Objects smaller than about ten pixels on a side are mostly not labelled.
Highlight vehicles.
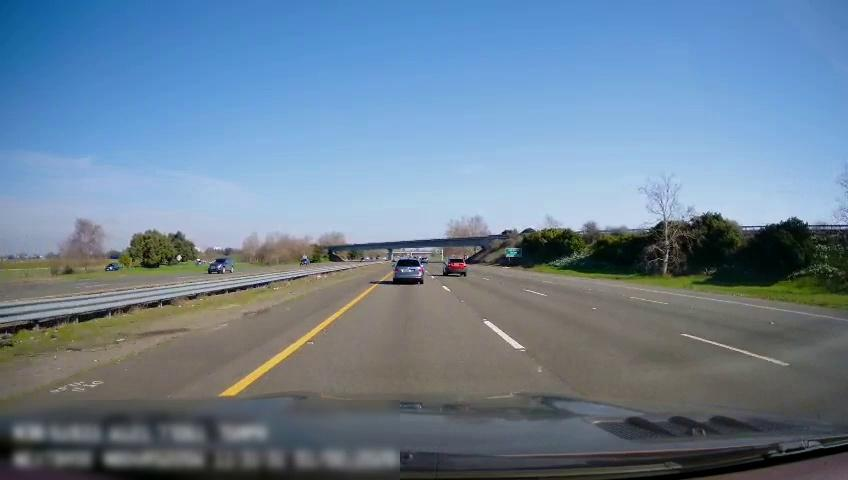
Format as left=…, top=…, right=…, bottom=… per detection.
left=208, top=258, right=235, bottom=274
left=442, top=257, right=469, bottom=277
left=392, top=259, right=424, bottom=285
left=420, top=257, right=429, bottom=265
left=104, top=263, right=120, bottom=272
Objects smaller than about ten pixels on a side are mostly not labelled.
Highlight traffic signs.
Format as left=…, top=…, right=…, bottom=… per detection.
left=505, top=248, right=523, bottom=259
